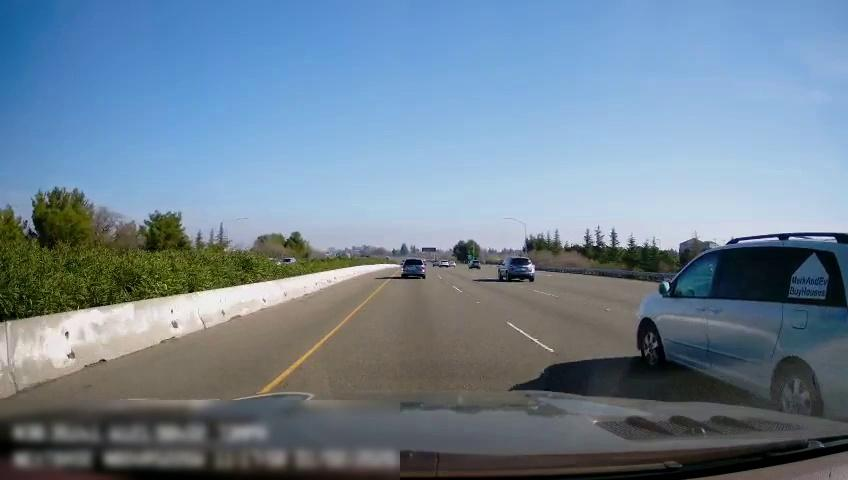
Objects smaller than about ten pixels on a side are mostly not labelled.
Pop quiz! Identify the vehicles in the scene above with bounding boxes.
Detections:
[278,257,297,265]
[468,260,481,269]
[497,256,535,283]
[635,239,848,424]
[439,259,449,268]
[399,259,426,280]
